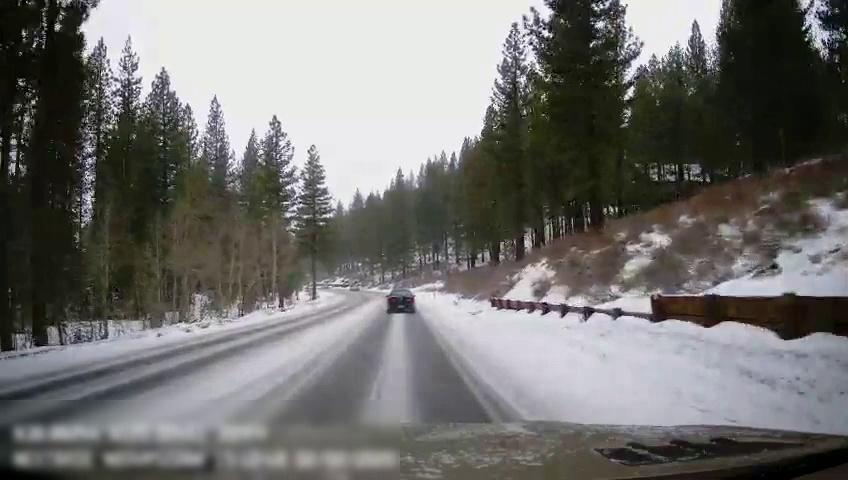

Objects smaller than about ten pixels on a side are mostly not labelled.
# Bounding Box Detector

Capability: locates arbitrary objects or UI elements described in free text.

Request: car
[385,288,416,314]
